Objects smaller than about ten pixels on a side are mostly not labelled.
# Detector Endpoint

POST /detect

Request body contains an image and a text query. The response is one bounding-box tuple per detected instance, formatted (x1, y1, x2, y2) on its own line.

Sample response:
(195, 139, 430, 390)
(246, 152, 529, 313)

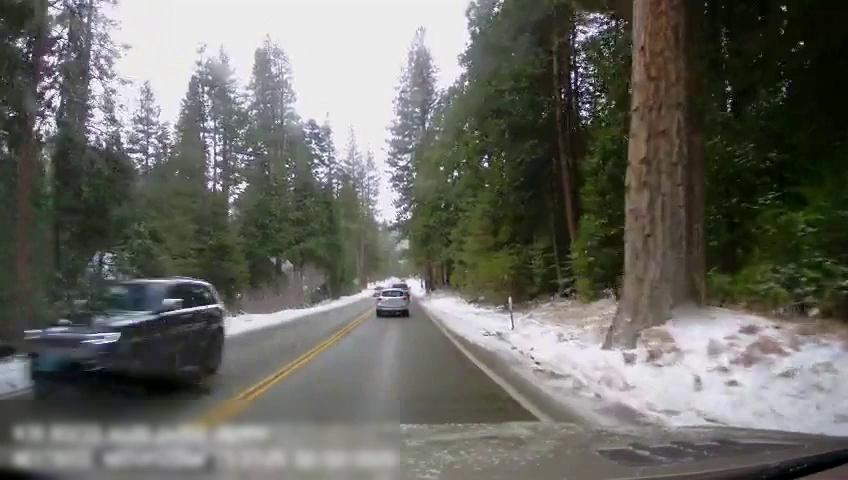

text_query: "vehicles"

(389, 282, 412, 297)
(22, 276, 227, 405)
(375, 287, 412, 318)
(372, 285, 387, 297)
